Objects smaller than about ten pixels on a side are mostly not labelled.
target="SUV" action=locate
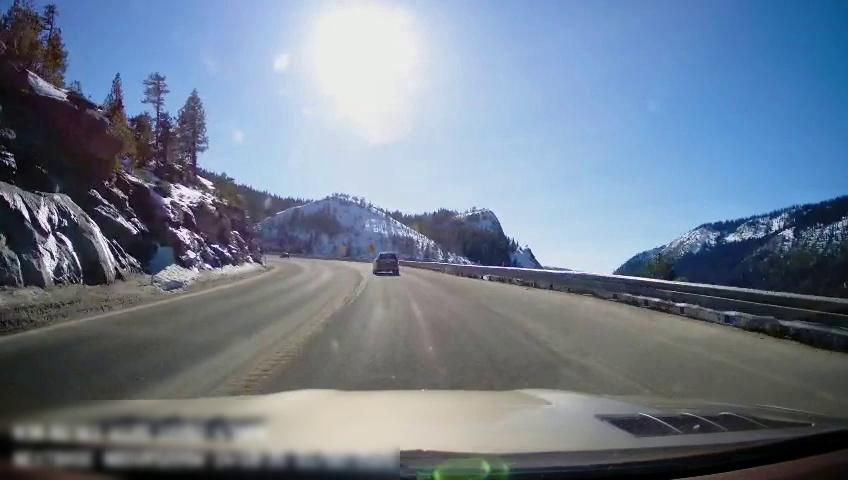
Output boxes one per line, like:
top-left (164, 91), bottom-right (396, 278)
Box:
top-left (371, 251), bottom-right (399, 276)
